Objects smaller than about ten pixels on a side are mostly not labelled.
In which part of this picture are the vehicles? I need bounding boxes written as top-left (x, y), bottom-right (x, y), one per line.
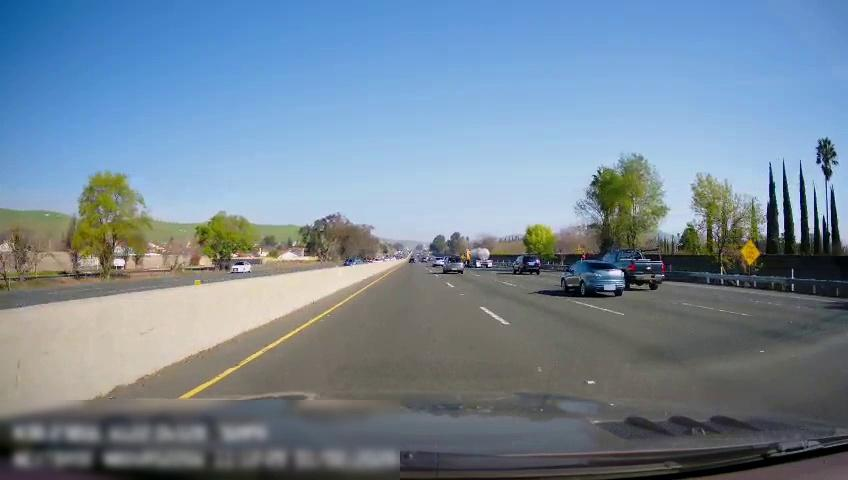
top-left (443, 256), bottom-right (464, 274)
top-left (343, 257), bottom-right (361, 267)
top-left (230, 261), bottom-right (253, 274)
top-left (512, 254), bottom-right (541, 275)
top-left (601, 249), bottom-right (665, 291)
top-left (464, 248), bottom-right (493, 268)
top-left (561, 261), bottom-right (625, 297)
top-left (372, 258), bottom-right (384, 263)
top-left (431, 256), bottom-right (444, 267)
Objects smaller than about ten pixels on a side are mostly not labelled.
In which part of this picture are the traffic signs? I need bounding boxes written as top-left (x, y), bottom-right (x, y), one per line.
top-left (739, 239), bottom-right (760, 265)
